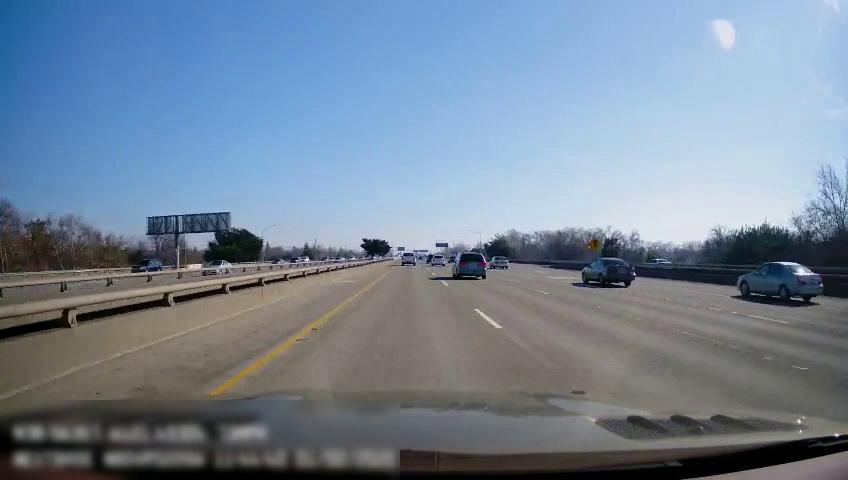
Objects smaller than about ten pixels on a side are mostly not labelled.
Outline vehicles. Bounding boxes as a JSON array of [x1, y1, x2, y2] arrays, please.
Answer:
[[202, 259, 233, 277], [130, 258, 163, 273], [736, 261, 824, 304], [488, 255, 509, 270], [271, 258, 287, 265], [641, 257, 675, 268], [451, 252, 487, 280], [581, 257, 636, 289], [429, 254, 445, 266], [399, 252, 417, 267]]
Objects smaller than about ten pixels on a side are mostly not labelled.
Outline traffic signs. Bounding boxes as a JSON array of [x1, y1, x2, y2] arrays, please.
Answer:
[[181, 211, 232, 233], [591, 239, 602, 249], [147, 215, 173, 234], [419, 249, 429, 253]]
